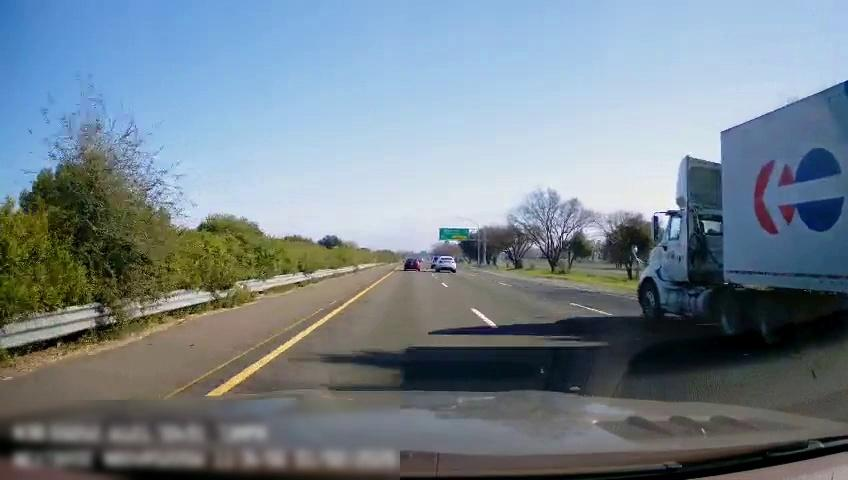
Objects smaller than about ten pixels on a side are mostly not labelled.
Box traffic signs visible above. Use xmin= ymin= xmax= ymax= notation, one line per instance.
xmin=438 ymin=227 xmax=469 ymax=240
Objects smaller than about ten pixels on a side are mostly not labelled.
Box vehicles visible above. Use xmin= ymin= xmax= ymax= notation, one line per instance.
xmin=630 ymin=81 xmax=848 ymax=349
xmin=435 ymin=256 xmax=456 ymax=273
xmin=403 ymin=256 xmax=421 ymax=272
xmin=430 ymin=257 xmax=438 ymax=269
